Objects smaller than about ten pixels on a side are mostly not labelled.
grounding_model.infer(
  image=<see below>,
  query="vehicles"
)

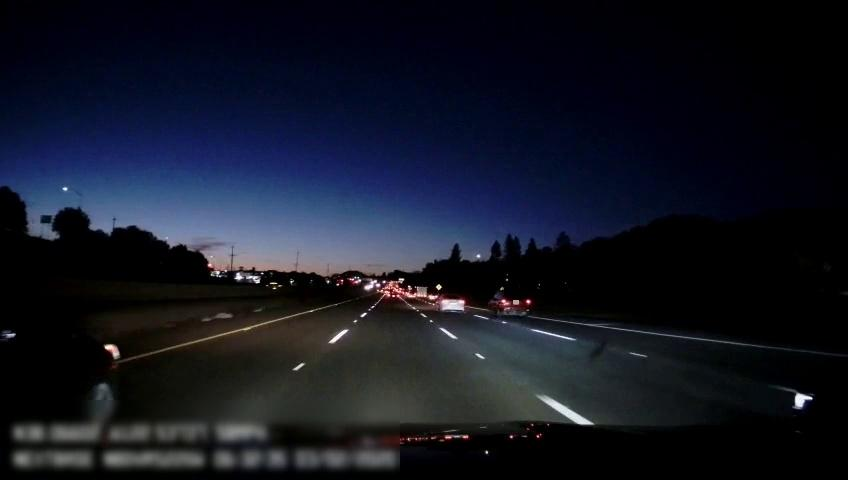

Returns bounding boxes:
[0,312,118,436]
[416,286,427,299]
[488,289,531,319]
[435,293,465,313]
[792,359,848,431]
